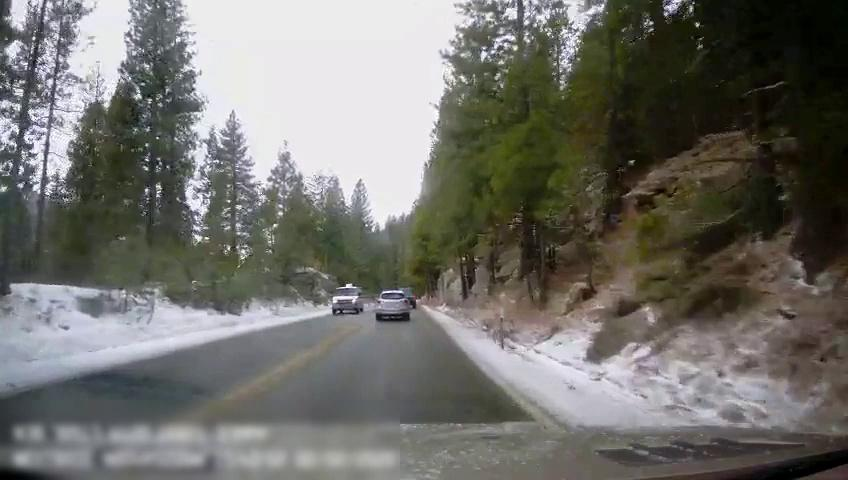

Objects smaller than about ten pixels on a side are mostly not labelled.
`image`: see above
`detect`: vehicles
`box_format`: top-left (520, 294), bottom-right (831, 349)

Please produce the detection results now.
top-left (375, 290), bottom-right (410, 320)
top-left (398, 288), bottom-right (417, 308)
top-left (332, 283), bottom-right (364, 315)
